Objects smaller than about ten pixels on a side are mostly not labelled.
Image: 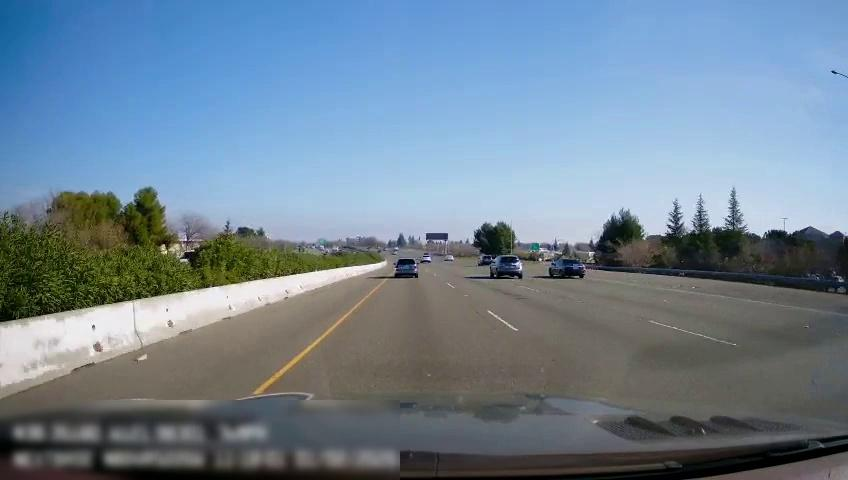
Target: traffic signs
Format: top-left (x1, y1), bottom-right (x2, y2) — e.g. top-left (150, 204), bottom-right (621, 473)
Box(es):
top-left (528, 243), bottom-right (541, 251)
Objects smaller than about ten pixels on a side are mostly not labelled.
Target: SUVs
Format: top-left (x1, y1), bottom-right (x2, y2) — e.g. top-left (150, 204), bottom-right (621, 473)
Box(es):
top-left (477, 254), bottom-right (493, 266)
top-left (420, 255), bottom-right (431, 264)
top-left (489, 254), bottom-right (523, 280)
top-left (392, 258), bottom-right (419, 279)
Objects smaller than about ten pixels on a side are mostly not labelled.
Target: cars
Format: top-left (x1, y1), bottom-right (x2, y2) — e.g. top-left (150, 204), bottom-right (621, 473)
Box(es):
top-left (549, 259), bottom-right (585, 279)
